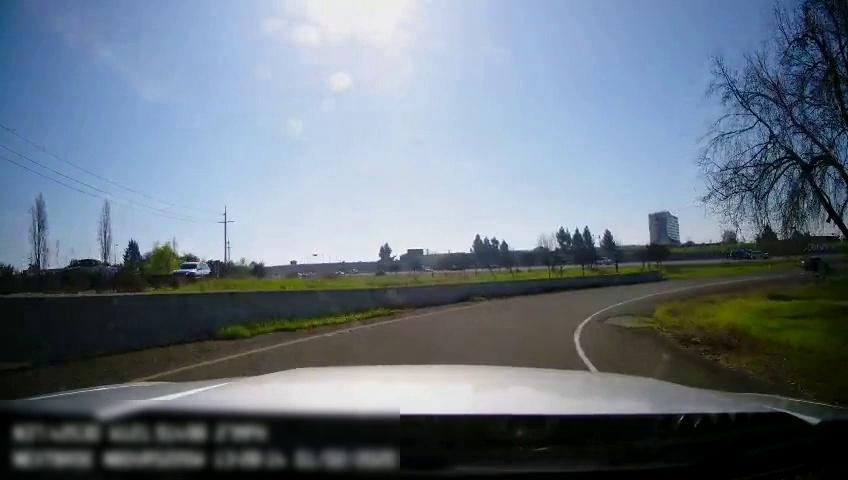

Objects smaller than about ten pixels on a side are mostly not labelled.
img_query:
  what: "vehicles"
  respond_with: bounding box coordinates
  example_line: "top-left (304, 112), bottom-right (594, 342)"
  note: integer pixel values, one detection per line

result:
top-left (174, 261), bottom-right (210, 278)
top-left (800, 254), bottom-right (824, 270)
